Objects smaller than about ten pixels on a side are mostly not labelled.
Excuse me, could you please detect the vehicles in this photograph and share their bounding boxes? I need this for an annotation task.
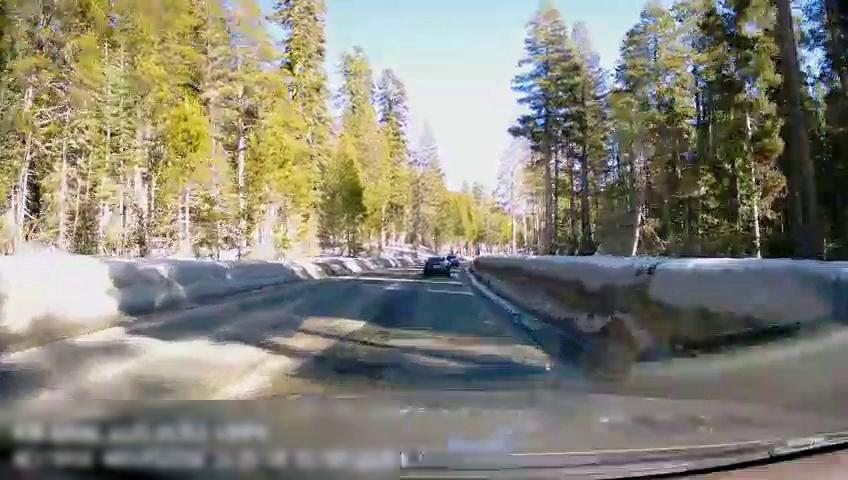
[446,256,459,268]
[423,256,452,278]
